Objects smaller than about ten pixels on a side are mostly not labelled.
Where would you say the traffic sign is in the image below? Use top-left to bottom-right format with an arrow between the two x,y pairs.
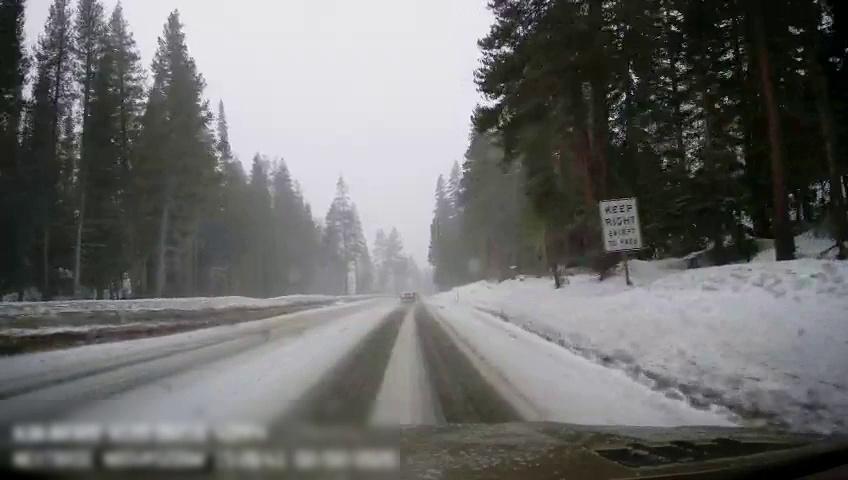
598,195 -> 645,255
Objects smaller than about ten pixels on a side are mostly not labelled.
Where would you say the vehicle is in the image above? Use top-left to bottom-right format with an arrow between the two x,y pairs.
400,290 -> 416,303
